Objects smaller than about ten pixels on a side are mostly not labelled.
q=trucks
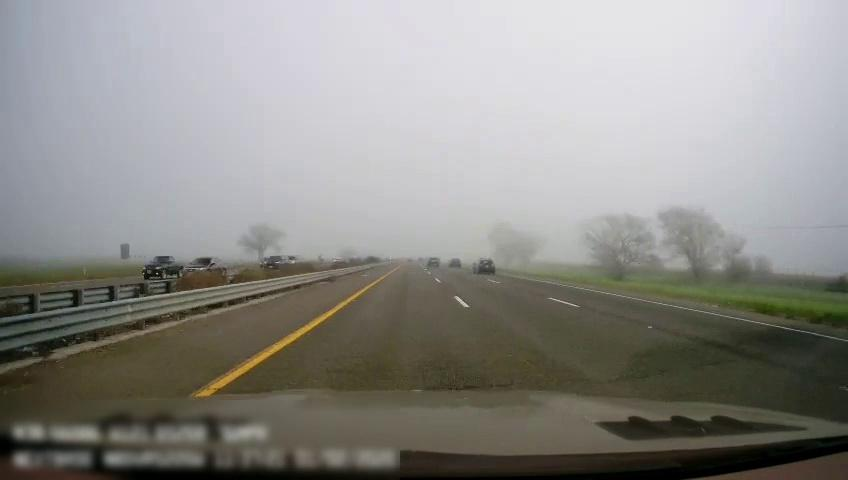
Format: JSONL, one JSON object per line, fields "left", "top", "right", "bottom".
{"left": 142, "top": 255, "right": 184, "bottom": 281}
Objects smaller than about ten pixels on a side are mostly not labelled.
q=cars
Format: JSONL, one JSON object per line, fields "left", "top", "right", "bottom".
{"left": 448, "top": 256, "right": 461, "bottom": 267}
{"left": 263, "top": 255, "right": 292, "bottom": 270}
{"left": 471, "top": 256, "right": 496, "bottom": 276}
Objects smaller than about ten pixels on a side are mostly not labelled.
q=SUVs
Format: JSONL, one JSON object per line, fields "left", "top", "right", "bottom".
{"left": 427, "top": 257, "right": 441, "bottom": 268}
{"left": 183, "top": 256, "right": 228, "bottom": 281}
